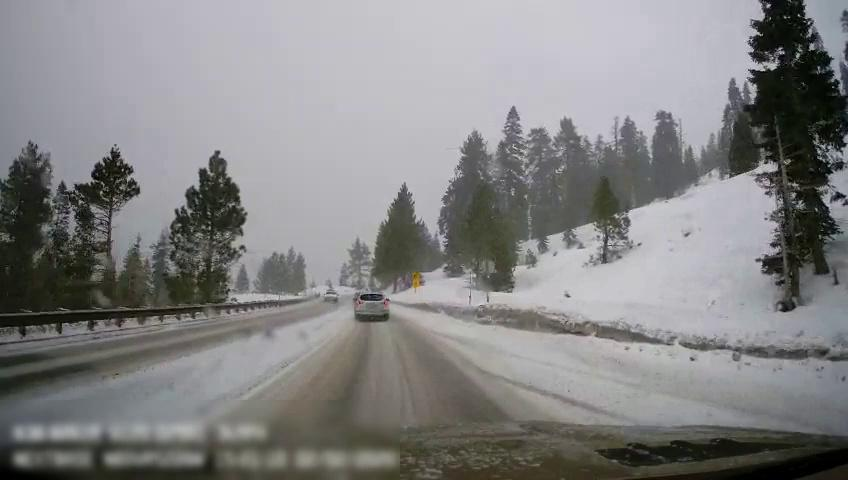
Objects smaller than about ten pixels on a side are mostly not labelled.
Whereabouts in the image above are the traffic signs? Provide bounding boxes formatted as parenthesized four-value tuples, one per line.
(410, 272, 421, 282)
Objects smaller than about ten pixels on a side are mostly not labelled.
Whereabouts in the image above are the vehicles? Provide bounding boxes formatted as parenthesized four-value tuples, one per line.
(354, 293, 391, 322)
(323, 290, 339, 303)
